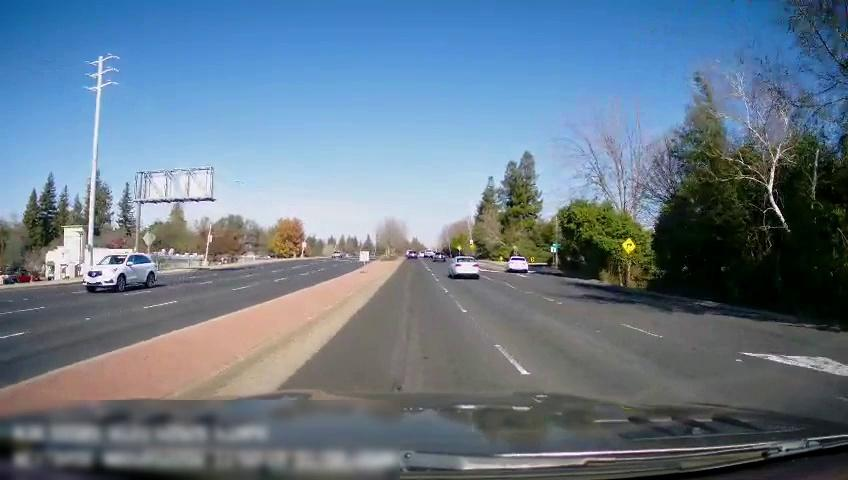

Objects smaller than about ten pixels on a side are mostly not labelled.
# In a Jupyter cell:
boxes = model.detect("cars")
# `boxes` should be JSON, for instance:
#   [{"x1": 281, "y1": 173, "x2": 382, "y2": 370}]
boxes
[
  {"x1": 447, "y1": 256, "x2": 480, "y2": 280},
  {"x1": 432, "y1": 252, "x2": 446, "y2": 263}
]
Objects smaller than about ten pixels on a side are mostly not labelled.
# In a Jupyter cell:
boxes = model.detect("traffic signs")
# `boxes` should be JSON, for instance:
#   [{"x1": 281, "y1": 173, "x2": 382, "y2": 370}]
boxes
[{"x1": 624, "y1": 239, "x2": 636, "y2": 253}]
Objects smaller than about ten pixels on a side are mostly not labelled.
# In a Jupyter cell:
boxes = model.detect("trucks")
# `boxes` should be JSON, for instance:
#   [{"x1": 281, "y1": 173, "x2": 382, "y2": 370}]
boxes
[{"x1": 423, "y1": 248, "x2": 434, "y2": 258}]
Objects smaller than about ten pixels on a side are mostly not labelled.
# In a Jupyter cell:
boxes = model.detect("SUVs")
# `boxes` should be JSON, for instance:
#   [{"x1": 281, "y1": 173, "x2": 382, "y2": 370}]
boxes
[
  {"x1": 508, "y1": 256, "x2": 529, "y2": 273},
  {"x1": 82, "y1": 252, "x2": 158, "y2": 293}
]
